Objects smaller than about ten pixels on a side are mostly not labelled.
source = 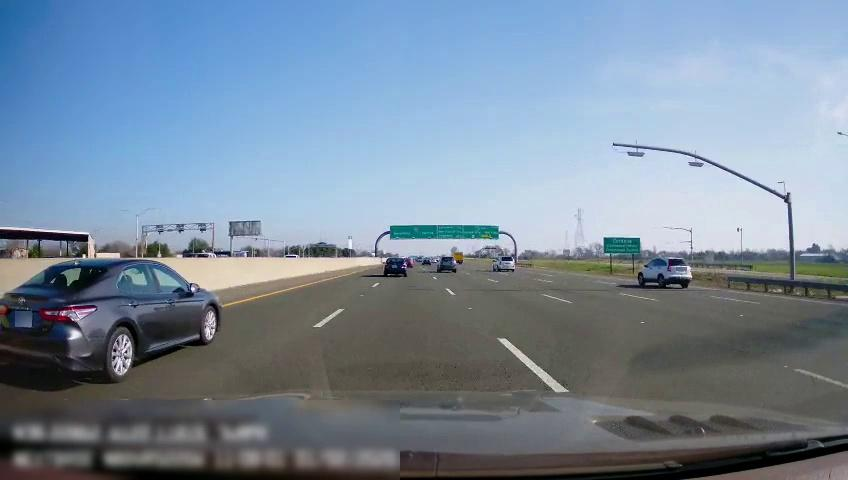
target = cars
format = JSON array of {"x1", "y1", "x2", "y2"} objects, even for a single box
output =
[{"x1": 0, "y1": 257, "x2": 225, "y2": 385}]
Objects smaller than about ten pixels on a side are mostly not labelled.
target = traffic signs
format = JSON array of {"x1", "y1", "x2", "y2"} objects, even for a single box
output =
[
  {"x1": 603, "y1": 236, "x2": 641, "y2": 255},
  {"x1": 228, "y1": 220, "x2": 263, "y2": 237},
  {"x1": 347, "y1": 234, "x2": 353, "y2": 249},
  {"x1": 389, "y1": 224, "x2": 500, "y2": 241}
]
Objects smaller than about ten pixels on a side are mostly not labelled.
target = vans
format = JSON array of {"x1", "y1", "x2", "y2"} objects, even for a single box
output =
[{"x1": 492, "y1": 255, "x2": 515, "y2": 272}]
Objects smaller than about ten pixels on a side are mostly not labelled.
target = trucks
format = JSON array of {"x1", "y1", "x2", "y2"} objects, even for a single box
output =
[{"x1": 454, "y1": 252, "x2": 464, "y2": 265}]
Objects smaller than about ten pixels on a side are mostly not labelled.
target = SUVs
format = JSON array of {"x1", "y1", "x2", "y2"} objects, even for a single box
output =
[
  {"x1": 436, "y1": 256, "x2": 456, "y2": 273},
  {"x1": 636, "y1": 256, "x2": 693, "y2": 289},
  {"x1": 382, "y1": 257, "x2": 407, "y2": 277}
]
